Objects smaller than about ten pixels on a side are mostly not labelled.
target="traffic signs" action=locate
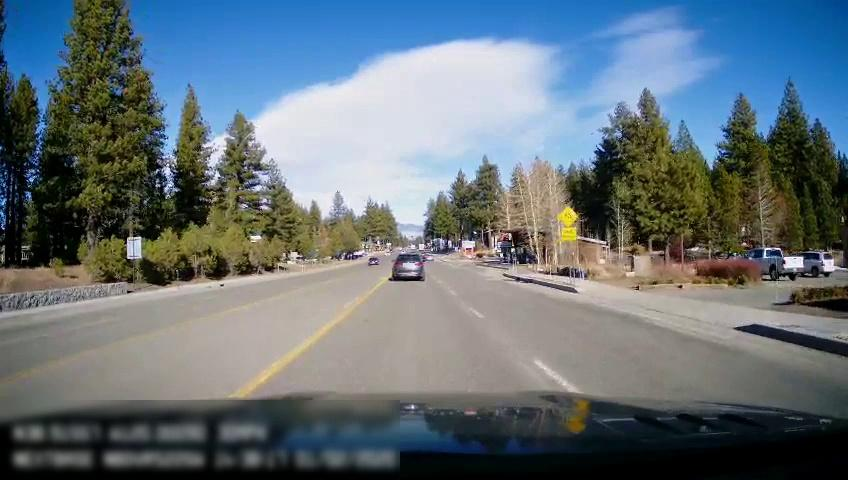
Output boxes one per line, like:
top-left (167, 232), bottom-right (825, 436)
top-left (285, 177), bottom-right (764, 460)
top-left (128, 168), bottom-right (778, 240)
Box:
top-left (558, 205), bottom-right (579, 226)
top-left (560, 227), bottom-right (576, 241)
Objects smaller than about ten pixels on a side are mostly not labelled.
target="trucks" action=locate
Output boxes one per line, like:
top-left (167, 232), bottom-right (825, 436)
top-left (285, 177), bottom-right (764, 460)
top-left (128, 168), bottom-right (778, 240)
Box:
top-left (743, 248), bottom-right (805, 281)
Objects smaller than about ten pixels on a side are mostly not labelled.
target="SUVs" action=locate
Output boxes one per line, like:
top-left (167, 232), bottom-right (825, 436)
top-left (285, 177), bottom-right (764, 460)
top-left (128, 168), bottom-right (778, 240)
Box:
top-left (392, 253), bottom-right (425, 281)
top-left (790, 251), bottom-right (835, 278)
